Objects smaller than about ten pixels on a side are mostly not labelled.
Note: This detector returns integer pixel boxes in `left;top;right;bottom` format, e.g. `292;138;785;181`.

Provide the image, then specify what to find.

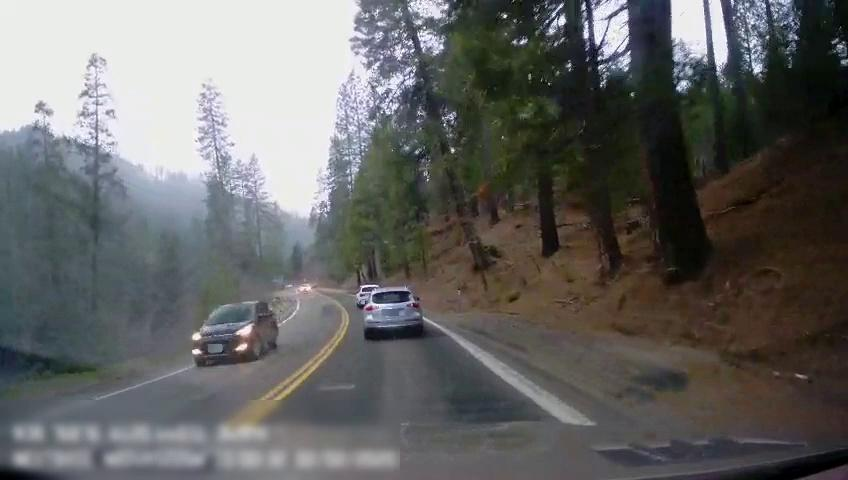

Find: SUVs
362;287;423;338
355;285;381;309
190;301;279;367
